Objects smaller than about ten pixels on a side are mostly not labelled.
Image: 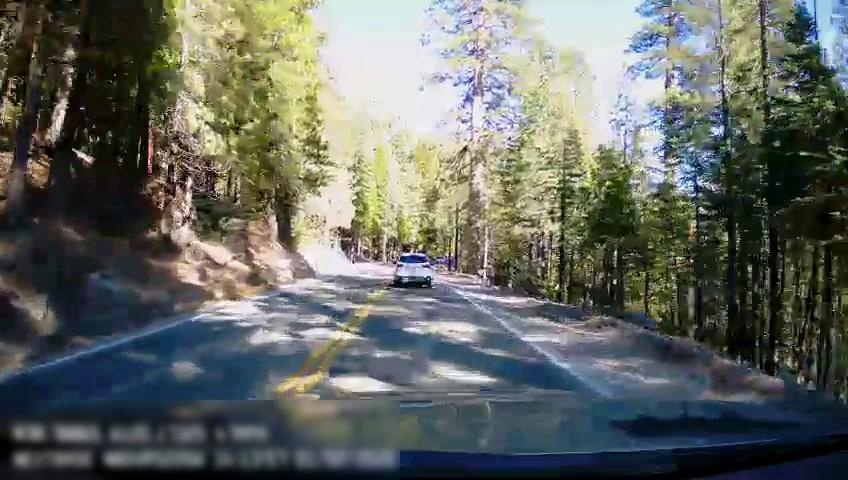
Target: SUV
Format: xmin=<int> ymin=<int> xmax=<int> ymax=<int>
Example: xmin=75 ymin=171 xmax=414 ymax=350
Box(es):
xmin=392 ymin=253 xmax=433 ymax=289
